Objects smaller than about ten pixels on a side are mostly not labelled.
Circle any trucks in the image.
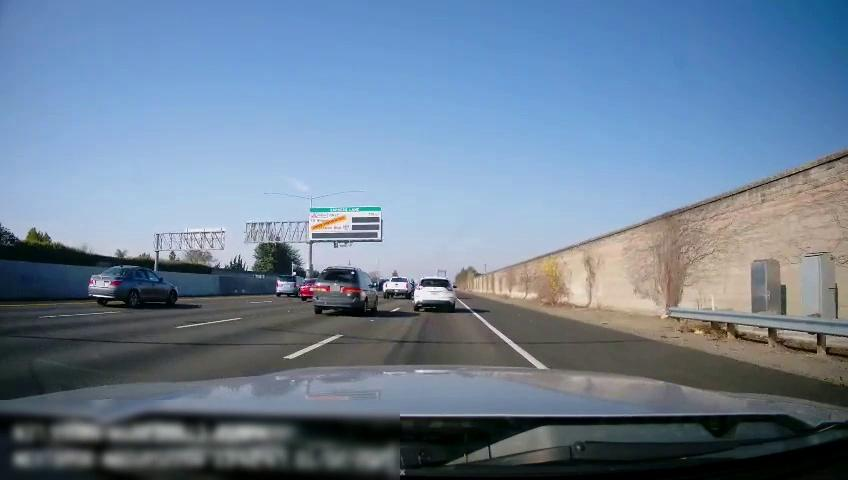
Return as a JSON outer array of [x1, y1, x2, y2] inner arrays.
[[382, 277, 414, 299]]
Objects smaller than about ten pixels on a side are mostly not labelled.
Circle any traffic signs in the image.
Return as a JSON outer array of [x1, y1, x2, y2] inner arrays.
[[309, 205, 383, 241]]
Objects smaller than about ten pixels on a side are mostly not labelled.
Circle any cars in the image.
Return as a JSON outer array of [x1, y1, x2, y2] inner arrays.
[[88, 266, 179, 308], [299, 279, 317, 302], [276, 275, 308, 298]]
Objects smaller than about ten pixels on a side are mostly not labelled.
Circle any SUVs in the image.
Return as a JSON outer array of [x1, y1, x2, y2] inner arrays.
[[413, 277, 457, 312]]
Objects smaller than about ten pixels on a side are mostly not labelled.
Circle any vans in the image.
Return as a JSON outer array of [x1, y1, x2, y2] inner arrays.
[[312, 267, 378, 317]]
